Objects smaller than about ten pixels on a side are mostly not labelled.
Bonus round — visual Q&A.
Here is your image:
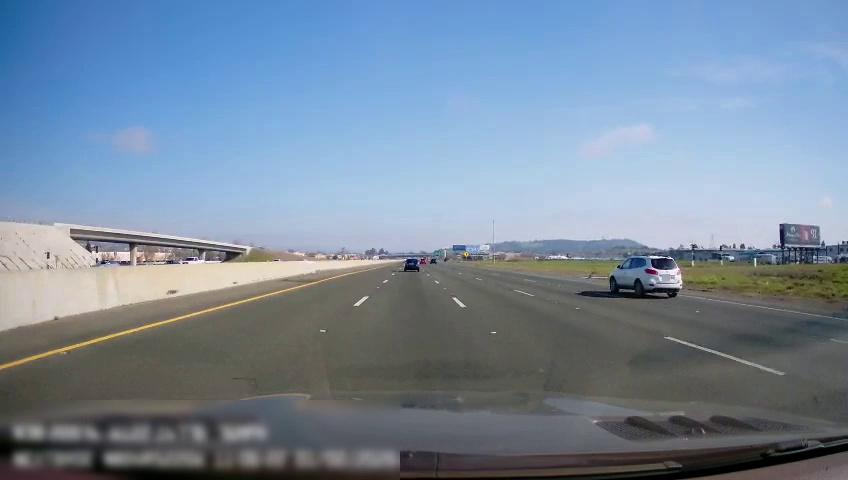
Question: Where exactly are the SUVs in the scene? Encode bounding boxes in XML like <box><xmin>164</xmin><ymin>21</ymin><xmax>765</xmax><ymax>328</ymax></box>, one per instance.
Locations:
<box><xmin>608</xmin><ymin>255</ymin><xmax>682</xmax><ymax>299</ymax></box>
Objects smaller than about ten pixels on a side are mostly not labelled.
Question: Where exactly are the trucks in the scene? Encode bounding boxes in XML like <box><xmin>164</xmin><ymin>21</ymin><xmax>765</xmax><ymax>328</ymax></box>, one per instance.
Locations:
<box><xmin>180</xmin><ymin>256</ymin><xmax>205</xmax><ymax>265</ymax></box>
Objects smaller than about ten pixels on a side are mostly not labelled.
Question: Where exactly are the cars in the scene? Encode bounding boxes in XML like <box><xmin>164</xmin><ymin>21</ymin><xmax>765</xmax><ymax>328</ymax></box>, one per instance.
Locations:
<box><xmin>404</xmin><ymin>259</ymin><xmax>419</xmax><ymax>272</ymax></box>
<box><xmin>89</xmin><ymin>259</ymin><xmax>119</xmax><ymax>269</ymax></box>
